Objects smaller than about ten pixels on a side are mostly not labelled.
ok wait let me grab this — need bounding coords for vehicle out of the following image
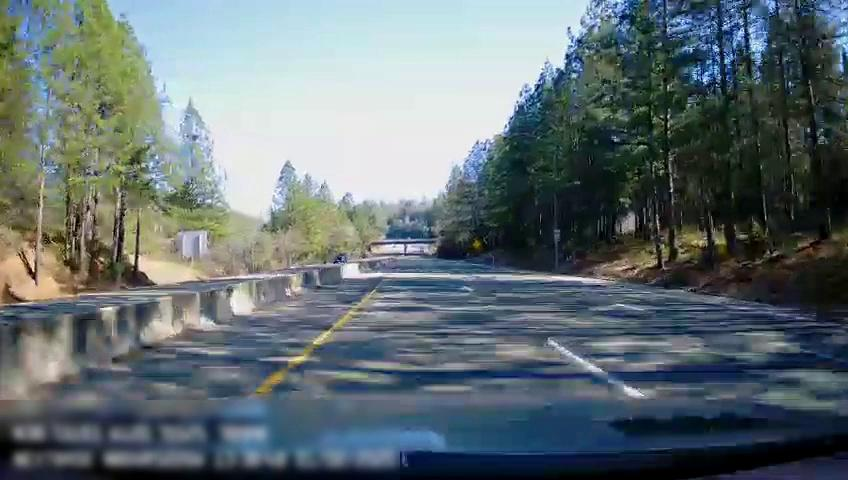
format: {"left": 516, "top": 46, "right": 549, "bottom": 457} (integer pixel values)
{"left": 332, "top": 253, "right": 347, "bottom": 266}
